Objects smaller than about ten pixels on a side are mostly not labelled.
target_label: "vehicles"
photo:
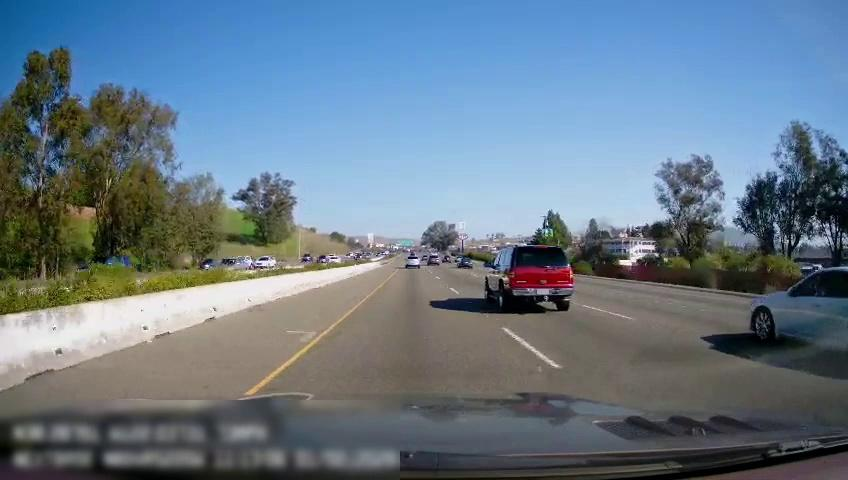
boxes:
[75,254,130,270]
[252,256,275,270]
[484,246,574,312]
[327,256,342,264]
[237,256,255,265]
[404,255,421,269]
[199,257,218,270]
[316,255,326,264]
[749,264,848,359]
[217,258,248,265]
[457,257,473,269]
[300,253,314,263]
[427,254,440,266]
